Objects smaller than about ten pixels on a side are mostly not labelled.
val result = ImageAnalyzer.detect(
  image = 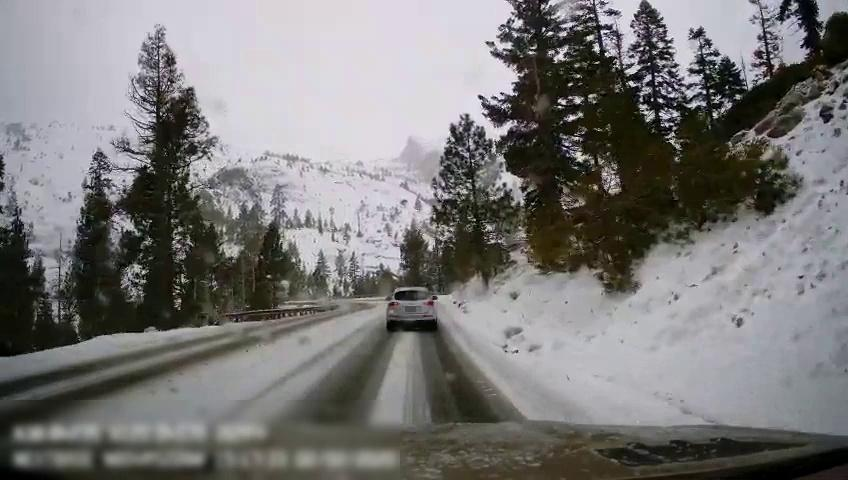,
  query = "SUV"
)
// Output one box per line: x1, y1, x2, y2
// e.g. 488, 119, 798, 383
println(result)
385, 286, 438, 331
